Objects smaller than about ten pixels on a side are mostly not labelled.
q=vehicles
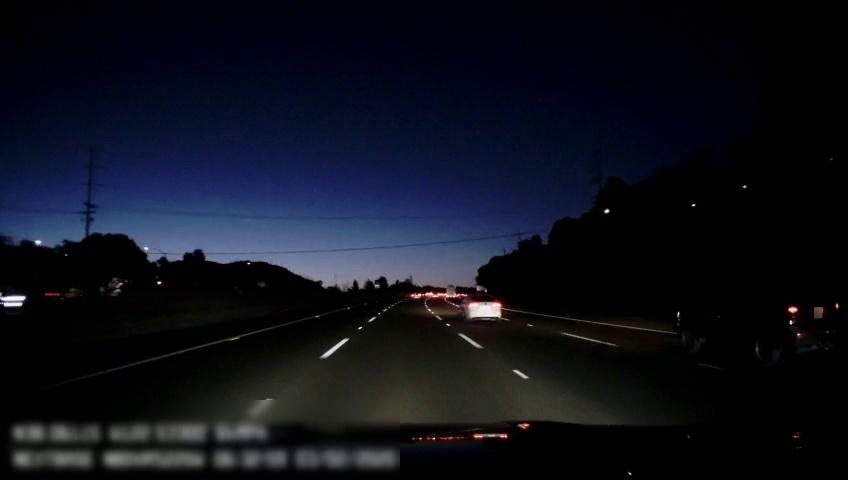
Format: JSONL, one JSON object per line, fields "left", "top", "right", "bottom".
{"left": 446, "top": 285, "right": 456, "bottom": 300}
{"left": 676, "top": 271, "right": 844, "bottom": 373}
{"left": 458, "top": 293, "right": 502, "bottom": 322}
